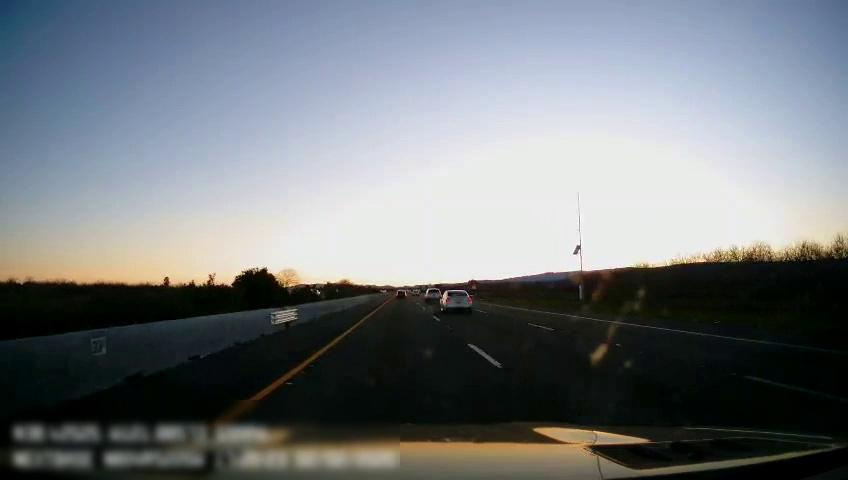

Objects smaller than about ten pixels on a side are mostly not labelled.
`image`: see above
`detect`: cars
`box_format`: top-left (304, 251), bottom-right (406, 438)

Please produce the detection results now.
top-left (438, 289), bottom-right (473, 314)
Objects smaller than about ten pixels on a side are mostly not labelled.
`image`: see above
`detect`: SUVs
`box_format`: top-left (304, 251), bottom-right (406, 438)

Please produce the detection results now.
top-left (424, 287), bottom-right (442, 303)
top-left (395, 289), bottom-right (407, 299)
